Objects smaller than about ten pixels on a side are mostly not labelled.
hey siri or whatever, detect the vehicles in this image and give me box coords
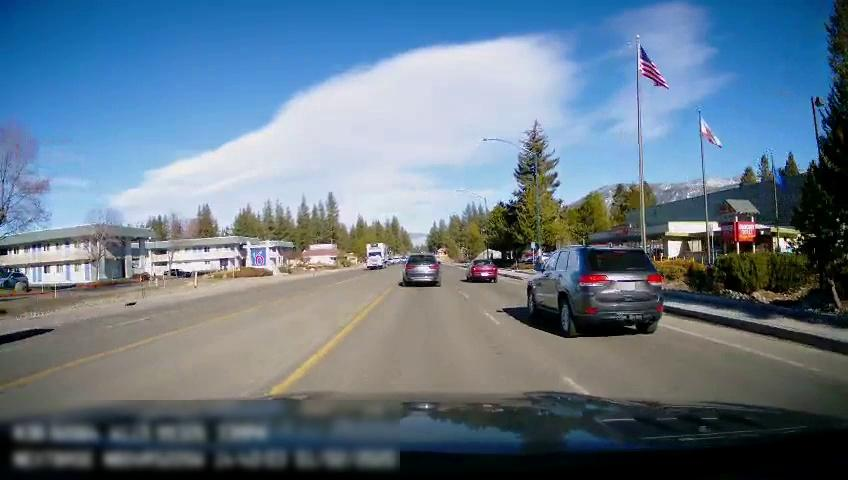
[402,253,442,288]
[366,246,386,270]
[391,256,401,263]
[0,272,29,292]
[526,247,663,338]
[469,259,497,283]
